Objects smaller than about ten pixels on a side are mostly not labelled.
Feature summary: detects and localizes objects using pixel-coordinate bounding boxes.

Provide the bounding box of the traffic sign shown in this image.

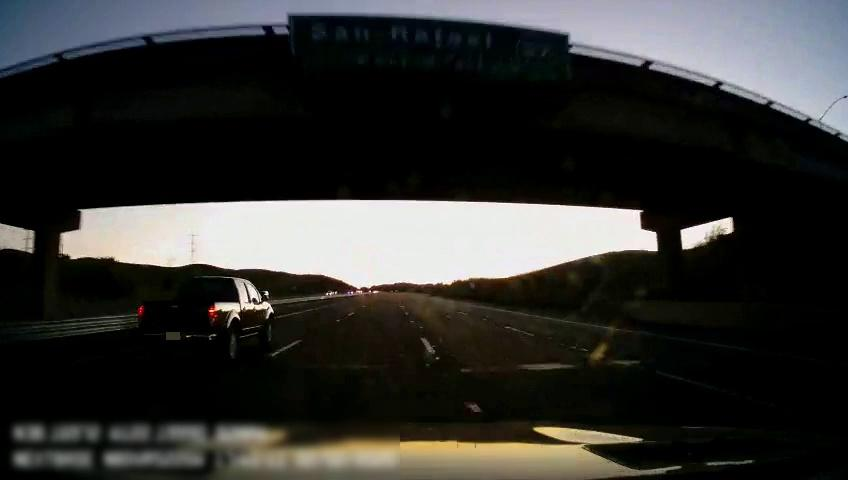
[287,13,571,88]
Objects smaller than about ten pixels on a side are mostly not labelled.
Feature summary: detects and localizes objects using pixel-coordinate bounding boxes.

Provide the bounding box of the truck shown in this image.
[137,276,276,365]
